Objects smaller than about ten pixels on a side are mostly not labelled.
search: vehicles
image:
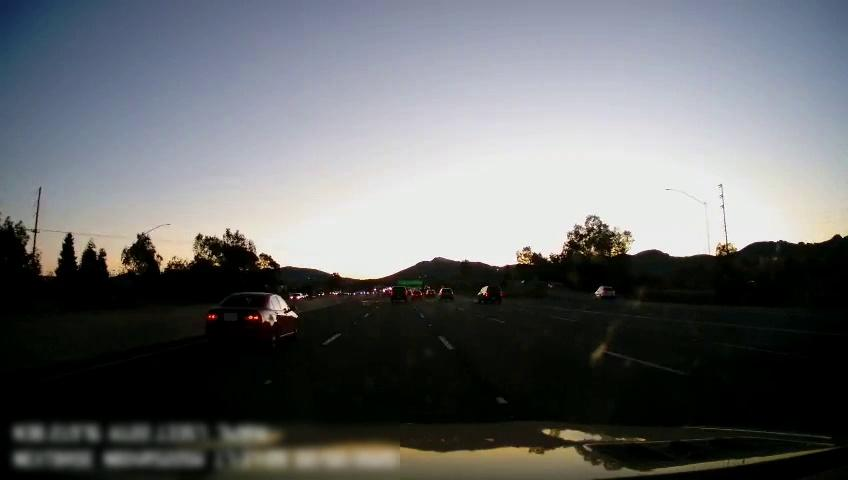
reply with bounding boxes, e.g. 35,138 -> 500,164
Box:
289,292 -> 305,300
476,285 -> 503,303
204,291 -> 300,354
410,289 -> 423,300
389,285 -> 409,305
425,288 -> 437,299
437,287 -> 455,301
594,285 -> 615,299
